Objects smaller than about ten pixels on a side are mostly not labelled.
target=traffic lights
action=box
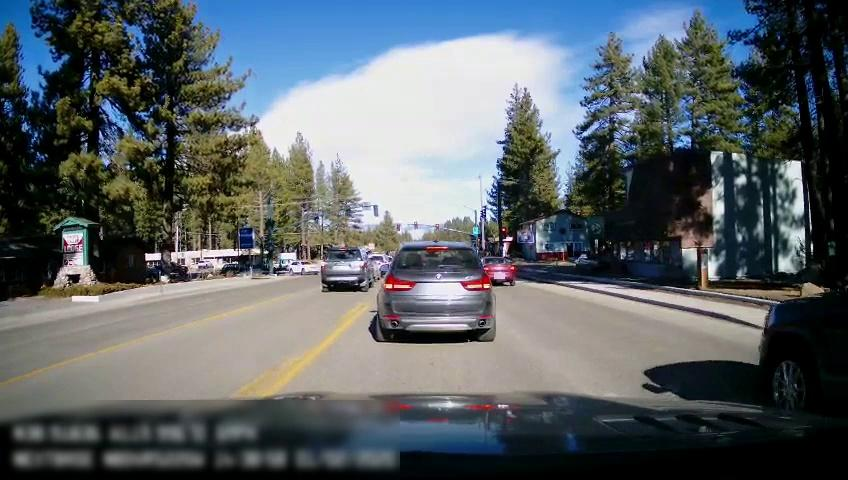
[373,204,379,217]
[501,227,507,239]
[482,206,488,220]
[347,205,351,216]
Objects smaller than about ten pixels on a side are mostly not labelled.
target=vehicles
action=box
[289,261,320,275]
[221,263,252,276]
[370,258,380,282]
[197,259,213,270]
[370,254,387,278]
[375,241,496,344]
[159,262,188,278]
[480,256,517,287]
[568,251,598,267]
[320,247,375,294]
[143,267,159,282]
[758,282,848,413]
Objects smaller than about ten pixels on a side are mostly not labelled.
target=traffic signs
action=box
[471,225,481,235]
